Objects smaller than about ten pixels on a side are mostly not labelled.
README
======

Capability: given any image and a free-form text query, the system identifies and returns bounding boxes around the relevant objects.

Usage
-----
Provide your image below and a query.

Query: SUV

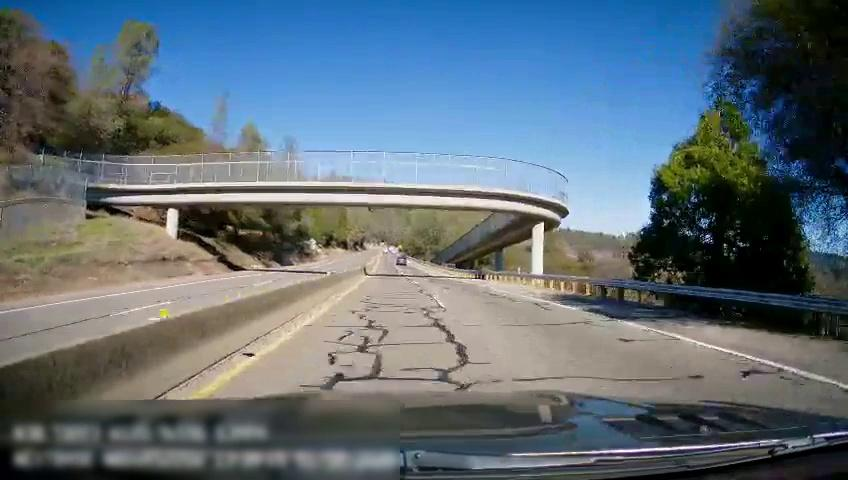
[395,255,407,266]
